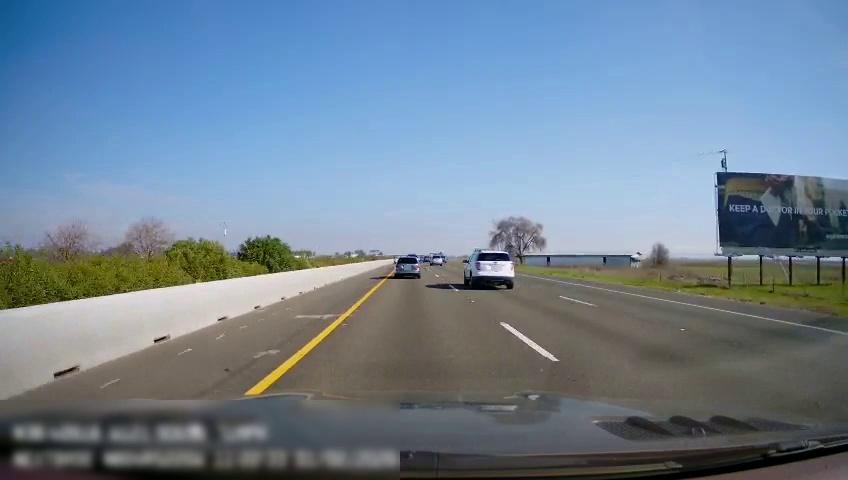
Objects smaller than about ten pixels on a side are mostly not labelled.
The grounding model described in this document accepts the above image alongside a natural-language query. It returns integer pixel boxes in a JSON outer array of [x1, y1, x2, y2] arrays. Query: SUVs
[[430, 254, 444, 266], [461, 250, 515, 290]]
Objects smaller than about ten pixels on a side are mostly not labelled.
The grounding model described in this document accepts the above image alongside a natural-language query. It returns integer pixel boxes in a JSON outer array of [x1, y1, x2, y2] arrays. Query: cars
[[394, 256, 422, 279]]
